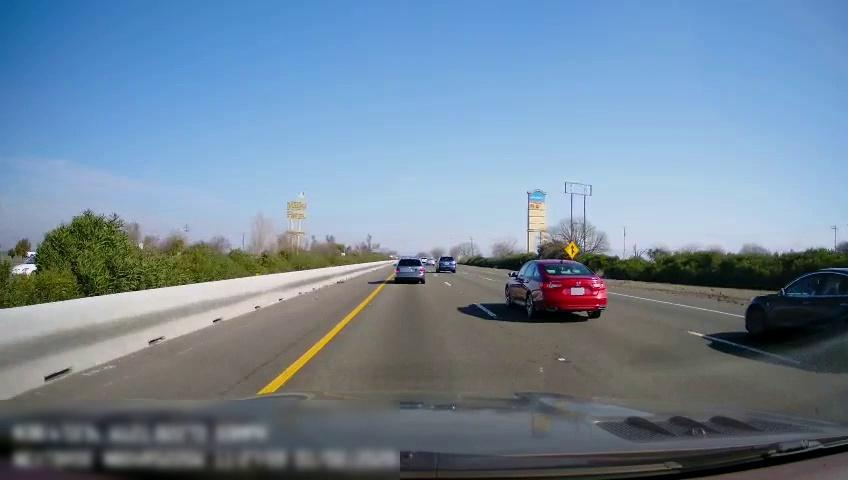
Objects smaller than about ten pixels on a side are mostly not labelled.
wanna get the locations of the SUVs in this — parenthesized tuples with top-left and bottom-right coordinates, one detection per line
(394, 256, 425, 284)
(436, 255, 456, 273)
(11, 255, 38, 277)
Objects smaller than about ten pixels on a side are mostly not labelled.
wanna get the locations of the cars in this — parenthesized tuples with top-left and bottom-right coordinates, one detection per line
(743, 268, 848, 344)
(502, 259, 608, 321)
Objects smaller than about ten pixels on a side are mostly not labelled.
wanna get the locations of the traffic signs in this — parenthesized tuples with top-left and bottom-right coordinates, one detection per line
(565, 240, 579, 259)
